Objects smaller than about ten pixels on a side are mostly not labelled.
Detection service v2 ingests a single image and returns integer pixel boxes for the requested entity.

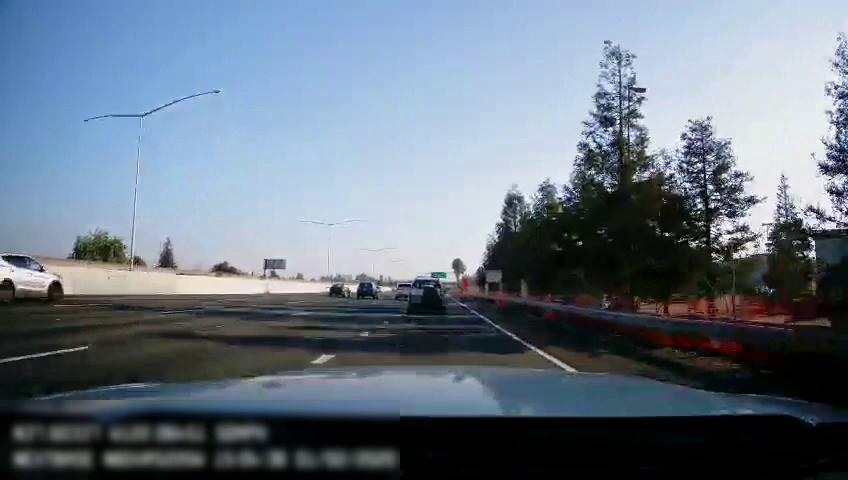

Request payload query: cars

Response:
[328,283,353,298]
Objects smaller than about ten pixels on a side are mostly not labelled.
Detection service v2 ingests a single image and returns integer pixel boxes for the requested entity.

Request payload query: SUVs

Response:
[394,283,412,301]
[0,254,65,307]
[356,282,381,301]
[408,278,448,315]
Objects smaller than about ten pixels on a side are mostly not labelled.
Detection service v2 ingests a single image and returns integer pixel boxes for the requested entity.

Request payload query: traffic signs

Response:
[432,272,447,279]
[484,271,501,284]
